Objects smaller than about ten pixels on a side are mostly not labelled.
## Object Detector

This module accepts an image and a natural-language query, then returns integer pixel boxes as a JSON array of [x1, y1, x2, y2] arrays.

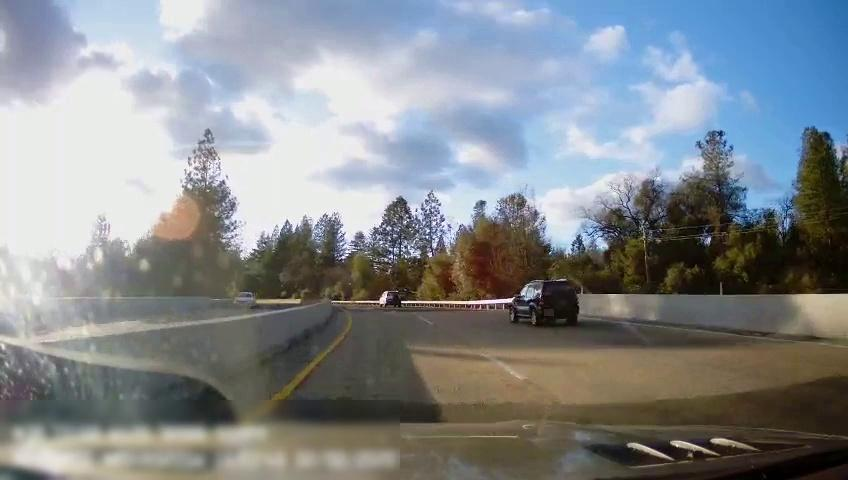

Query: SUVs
[[509, 278, 581, 326]]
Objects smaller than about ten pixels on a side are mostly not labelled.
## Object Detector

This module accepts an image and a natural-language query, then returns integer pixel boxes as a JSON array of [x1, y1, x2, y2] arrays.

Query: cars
[[378, 290, 402, 309], [233, 291, 256, 309]]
